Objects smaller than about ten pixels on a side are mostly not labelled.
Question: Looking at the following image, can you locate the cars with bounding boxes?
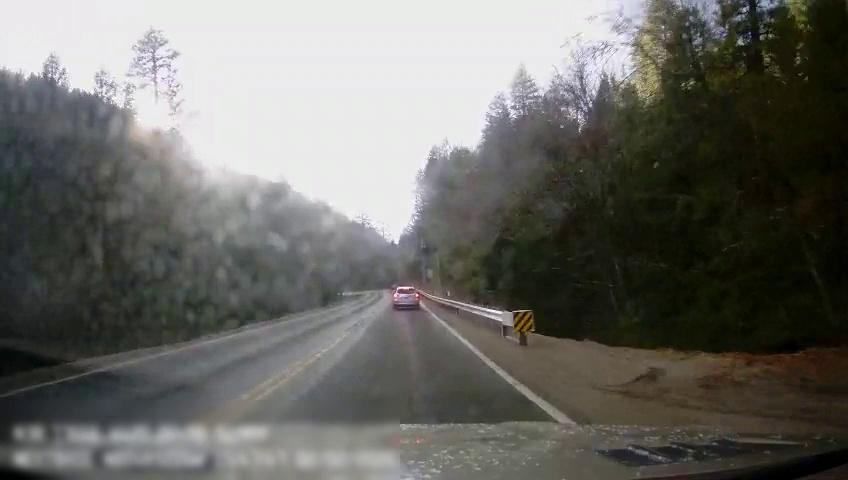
[391,285,420,310]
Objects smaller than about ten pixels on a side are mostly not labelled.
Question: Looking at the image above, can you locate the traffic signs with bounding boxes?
[427,268,433,279]
[512,311,534,333]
